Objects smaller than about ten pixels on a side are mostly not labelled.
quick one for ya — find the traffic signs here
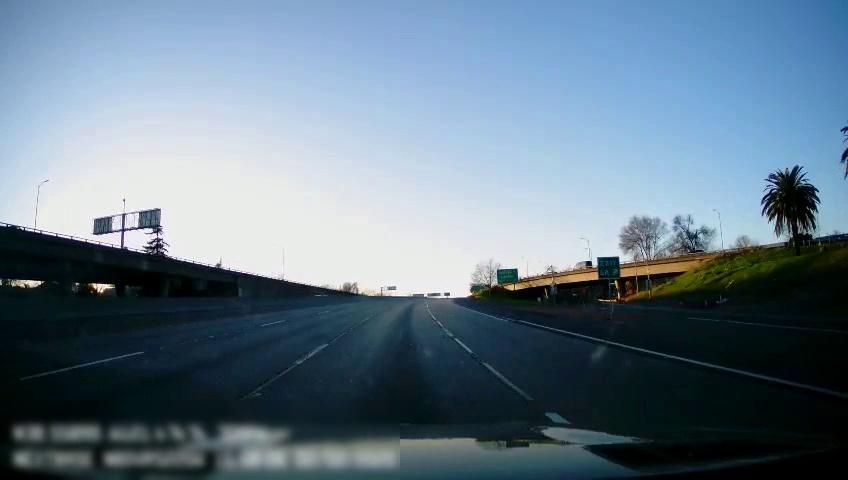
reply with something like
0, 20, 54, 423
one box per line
495, 267, 520, 287
596, 256, 621, 281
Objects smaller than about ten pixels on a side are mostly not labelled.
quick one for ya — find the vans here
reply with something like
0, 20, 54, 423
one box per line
572, 260, 593, 270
